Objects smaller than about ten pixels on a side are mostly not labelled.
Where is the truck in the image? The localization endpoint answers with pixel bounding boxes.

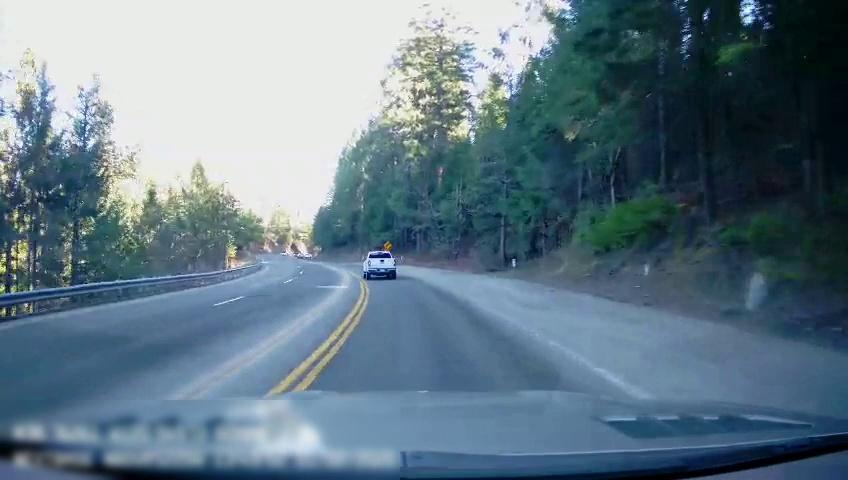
[362,250,397,281]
